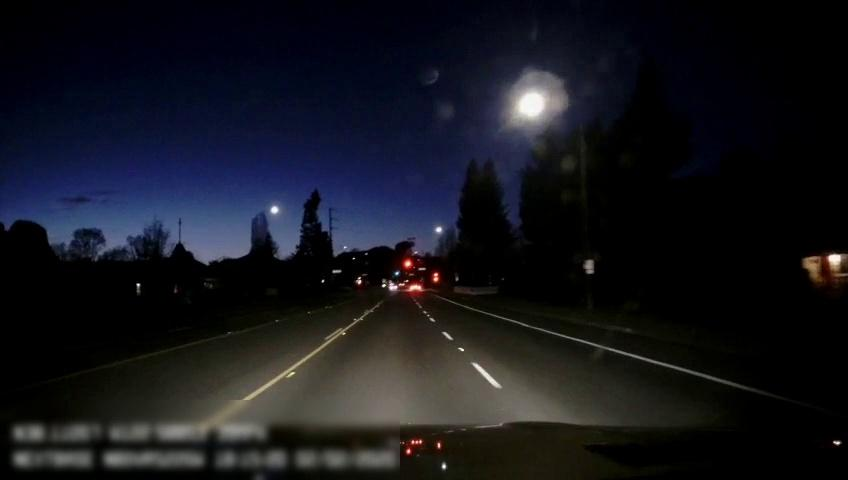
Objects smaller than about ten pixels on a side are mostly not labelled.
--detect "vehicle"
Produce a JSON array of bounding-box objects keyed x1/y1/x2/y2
[{"x1": 407, "y1": 282, "x2": 423, "y2": 292}]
